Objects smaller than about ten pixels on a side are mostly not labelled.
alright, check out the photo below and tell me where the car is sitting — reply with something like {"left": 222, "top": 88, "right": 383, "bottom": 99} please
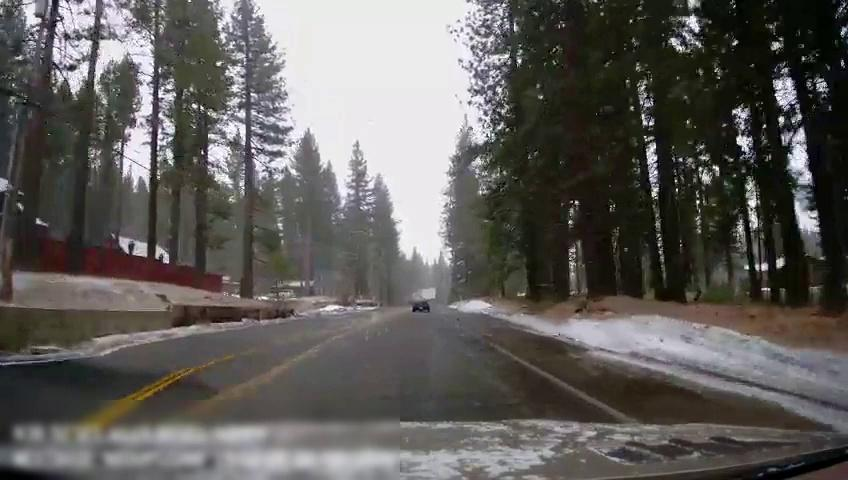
{"left": 411, "top": 301, "right": 431, "bottom": 313}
